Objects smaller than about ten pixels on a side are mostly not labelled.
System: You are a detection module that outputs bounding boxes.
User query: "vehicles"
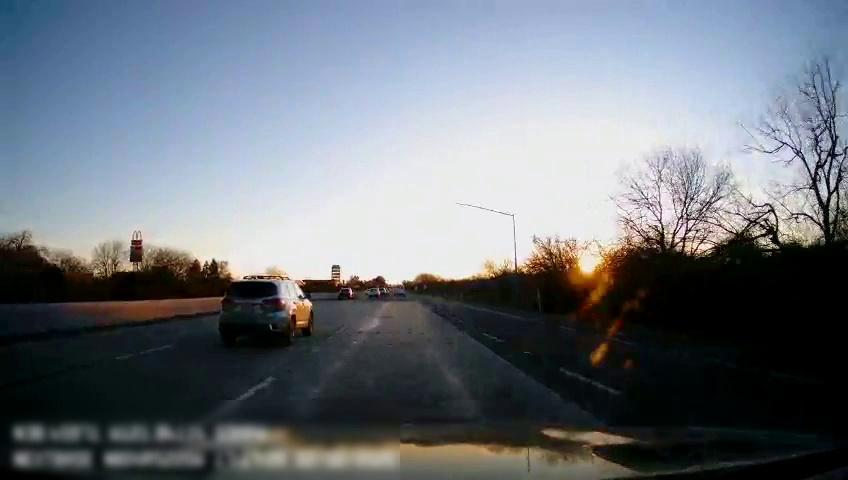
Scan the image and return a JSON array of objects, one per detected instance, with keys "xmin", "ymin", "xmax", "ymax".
[
  {"xmin": 217, "ymin": 274, "xmax": 315, "ymax": 347},
  {"xmin": 338, "ymin": 287, "xmax": 354, "ymax": 300},
  {"xmin": 394, "ymin": 285, "xmax": 405, "ymax": 296},
  {"xmin": 367, "ymin": 287, "xmax": 381, "ymax": 299}
]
